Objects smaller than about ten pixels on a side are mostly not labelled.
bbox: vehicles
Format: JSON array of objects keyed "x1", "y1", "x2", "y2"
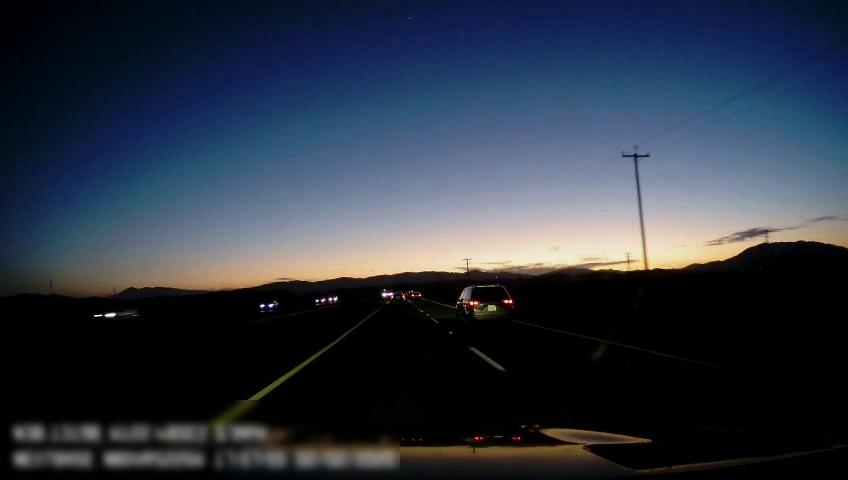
[
  {"x1": 410, "y1": 291, "x2": 422, "y2": 301},
  {"x1": 259, "y1": 299, "x2": 279, "y2": 312},
  {"x1": 328, "y1": 295, "x2": 339, "y2": 304},
  {"x1": 93, "y1": 304, "x2": 139, "y2": 322},
  {"x1": 454, "y1": 284, "x2": 515, "y2": 325},
  {"x1": 315, "y1": 296, "x2": 327, "y2": 305},
  {"x1": 390, "y1": 293, "x2": 406, "y2": 306}
]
